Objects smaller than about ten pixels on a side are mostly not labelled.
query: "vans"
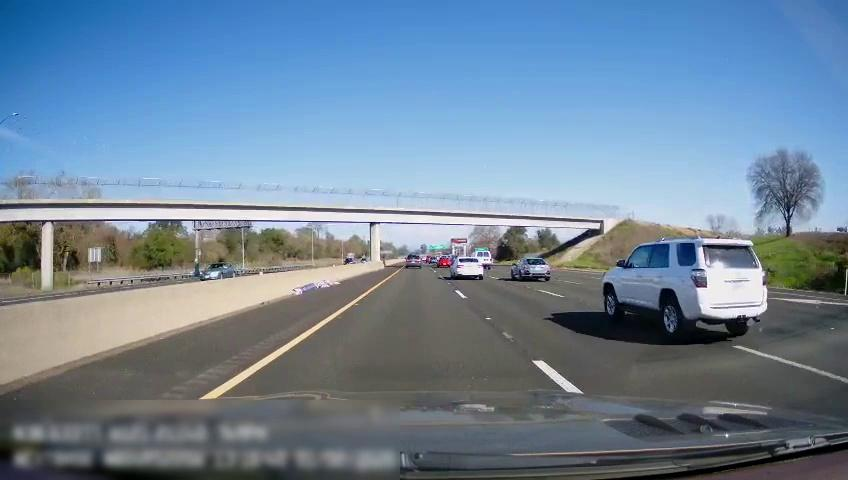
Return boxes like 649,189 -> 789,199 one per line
472,251 -> 492,269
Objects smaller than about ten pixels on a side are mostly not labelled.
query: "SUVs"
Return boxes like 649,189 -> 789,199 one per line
601,237 -> 768,343
405,253 -> 422,269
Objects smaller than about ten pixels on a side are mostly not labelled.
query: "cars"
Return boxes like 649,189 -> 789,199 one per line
199,262 -> 236,282
450,256 -> 484,280
510,257 -> 552,281
438,257 -> 452,268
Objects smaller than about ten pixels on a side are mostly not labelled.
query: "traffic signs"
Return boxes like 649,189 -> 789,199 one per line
87,247 -> 102,263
